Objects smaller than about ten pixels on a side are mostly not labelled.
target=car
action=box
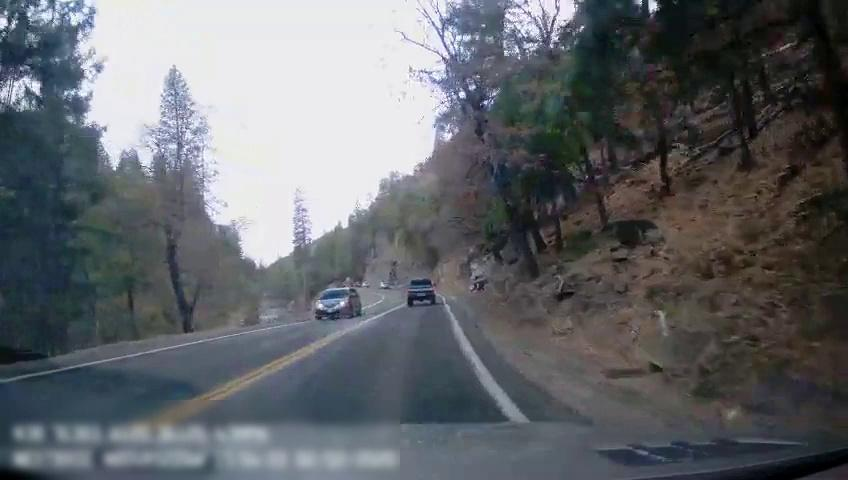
[314,288,362,321]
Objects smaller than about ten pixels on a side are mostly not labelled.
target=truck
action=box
[407,277,436,306]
